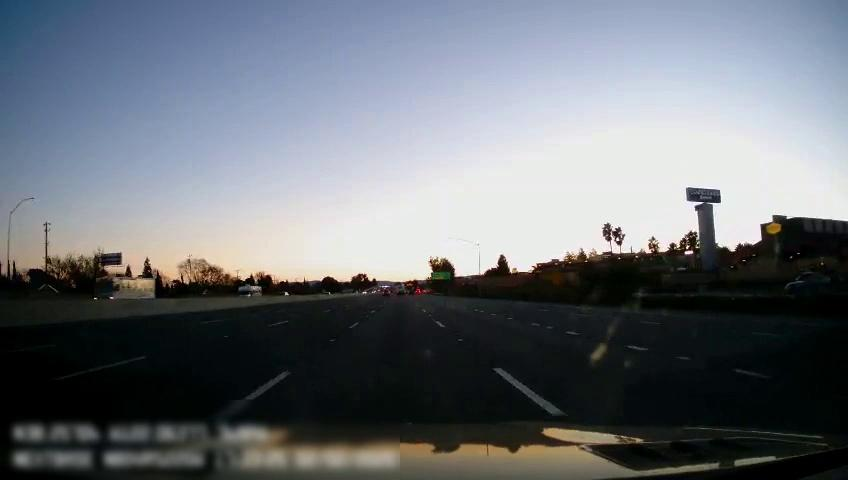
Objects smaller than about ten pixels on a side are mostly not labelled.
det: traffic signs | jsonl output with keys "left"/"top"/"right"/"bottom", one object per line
{"left": 431, "top": 271, "right": 451, "bottom": 280}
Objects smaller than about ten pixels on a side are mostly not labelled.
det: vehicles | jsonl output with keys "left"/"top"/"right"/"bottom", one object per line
{"left": 93, "top": 277, "right": 155, "bottom": 301}
{"left": 397, "top": 285, "right": 405, "bottom": 295}
{"left": 238, "top": 286, "right": 262, "bottom": 298}
{"left": 784, "top": 272, "right": 831, "bottom": 294}
{"left": 277, "top": 292, "right": 290, "bottom": 297}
